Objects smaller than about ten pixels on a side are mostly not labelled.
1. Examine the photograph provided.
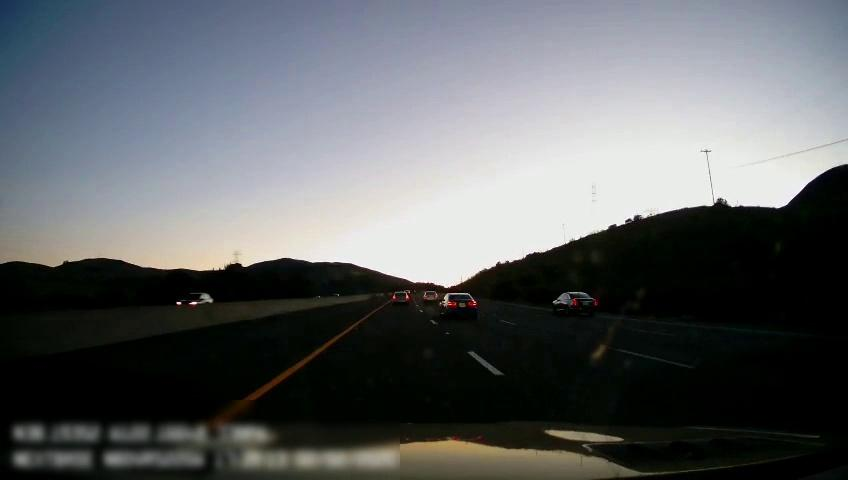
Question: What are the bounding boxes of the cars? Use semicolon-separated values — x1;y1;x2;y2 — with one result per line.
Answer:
552;292;598;316
423;291;438;303
392;292;409;306
439;292;477;318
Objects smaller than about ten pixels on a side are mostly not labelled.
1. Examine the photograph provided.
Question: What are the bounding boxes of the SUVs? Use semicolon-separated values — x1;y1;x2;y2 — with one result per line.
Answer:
176;293;214;306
